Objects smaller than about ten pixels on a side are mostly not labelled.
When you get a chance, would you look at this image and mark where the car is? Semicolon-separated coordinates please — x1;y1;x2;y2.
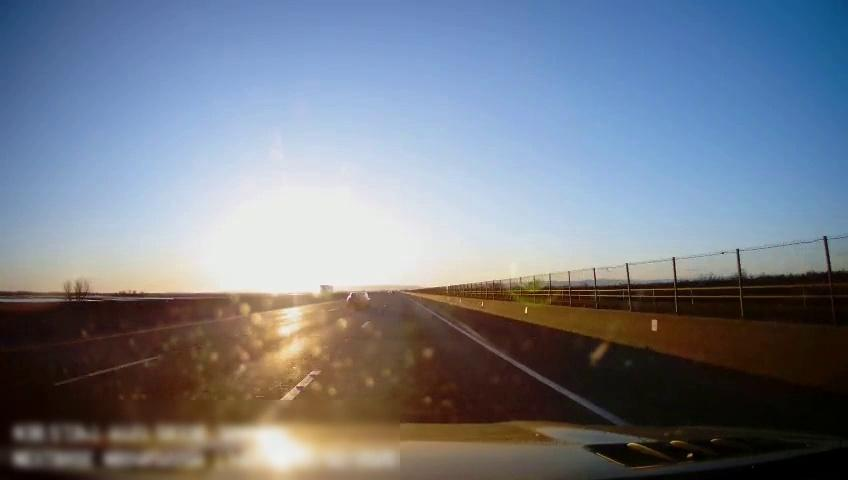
346;291;372;310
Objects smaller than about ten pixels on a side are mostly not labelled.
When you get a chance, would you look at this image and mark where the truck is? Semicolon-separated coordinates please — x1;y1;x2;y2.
319;285;333;295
